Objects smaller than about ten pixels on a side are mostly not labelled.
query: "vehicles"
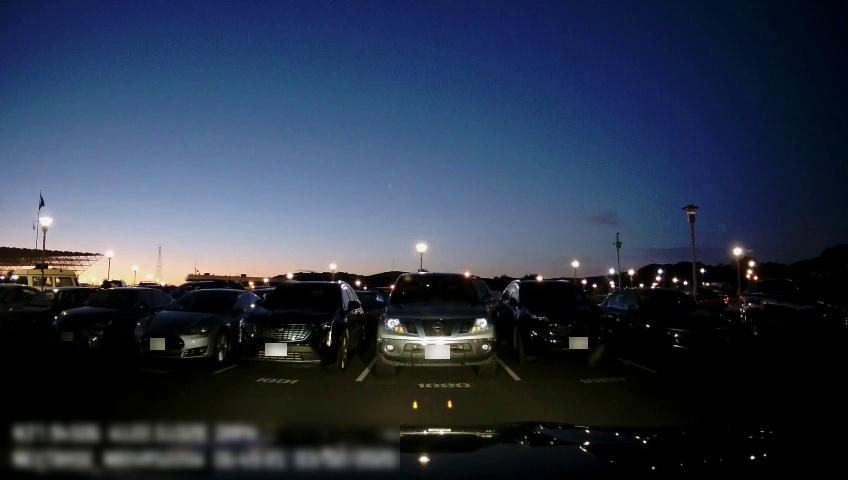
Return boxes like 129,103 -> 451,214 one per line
236,278 -> 372,375
490,279 -> 622,369
0,286 -> 104,338
131,287 -> 263,366
685,287 -> 730,309
740,276 -> 848,347
0,267 -> 79,292
101,278 -> 128,288
372,269 -> 506,381
45,286 -> 173,353
0,283 -> 42,323
594,288 -> 742,371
